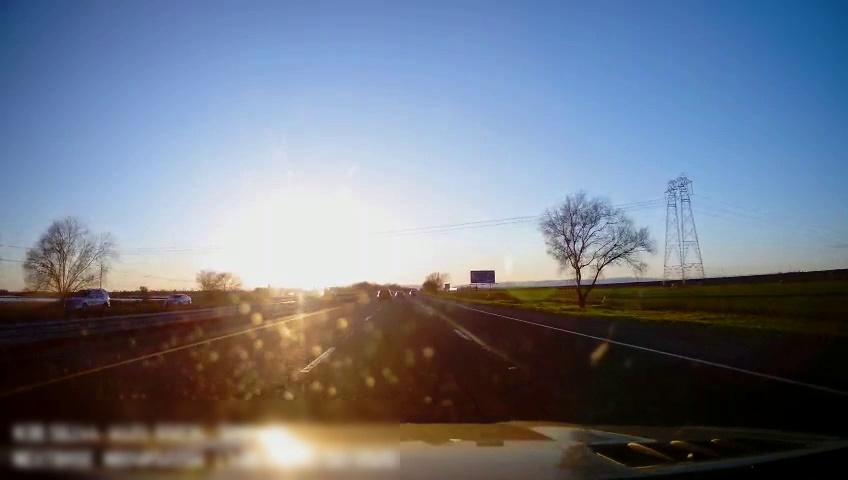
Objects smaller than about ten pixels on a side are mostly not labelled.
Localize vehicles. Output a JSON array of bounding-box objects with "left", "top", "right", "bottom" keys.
[
  {"left": 63, "top": 288, "right": 110, "bottom": 309},
  {"left": 379, "top": 290, "right": 390, "bottom": 299},
  {"left": 164, "top": 293, "right": 192, "bottom": 306}
]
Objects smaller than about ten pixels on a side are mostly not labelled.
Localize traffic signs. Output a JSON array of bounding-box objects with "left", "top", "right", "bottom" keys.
[{"left": 470, "top": 270, "right": 496, "bottom": 285}]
